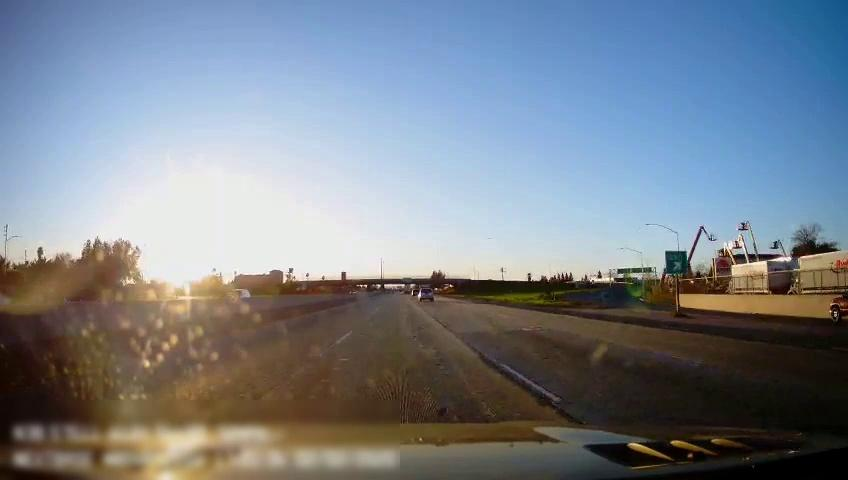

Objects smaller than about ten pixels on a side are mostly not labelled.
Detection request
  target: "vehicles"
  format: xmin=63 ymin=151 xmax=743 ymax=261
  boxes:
xmin=403 ymin=284 xmax=410 ymax=294
xmin=227 ymin=289 xmax=250 ymax=298
xmin=417 ymin=288 xmax=434 ymax=302
xmin=829 ymin=290 xmax=848 ymax=324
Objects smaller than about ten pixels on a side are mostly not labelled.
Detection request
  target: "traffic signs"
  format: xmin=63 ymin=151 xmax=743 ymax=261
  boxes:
xmin=664 ymin=250 xmax=687 ymax=273
xmin=402 ymin=277 xmax=413 ymax=283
